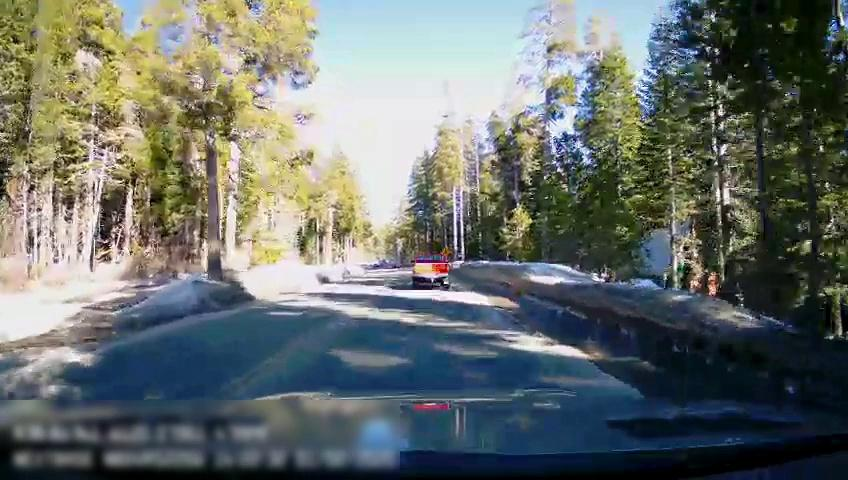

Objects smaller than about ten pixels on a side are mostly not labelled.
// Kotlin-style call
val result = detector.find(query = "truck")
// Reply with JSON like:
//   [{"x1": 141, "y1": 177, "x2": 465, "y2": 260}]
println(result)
[{"x1": 410, "y1": 250, "x2": 450, "y2": 288}]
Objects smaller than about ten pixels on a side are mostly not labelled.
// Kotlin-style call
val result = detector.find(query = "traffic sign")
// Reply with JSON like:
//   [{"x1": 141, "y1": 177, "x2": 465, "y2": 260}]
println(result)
[{"x1": 440, "y1": 247, "x2": 450, "y2": 258}]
